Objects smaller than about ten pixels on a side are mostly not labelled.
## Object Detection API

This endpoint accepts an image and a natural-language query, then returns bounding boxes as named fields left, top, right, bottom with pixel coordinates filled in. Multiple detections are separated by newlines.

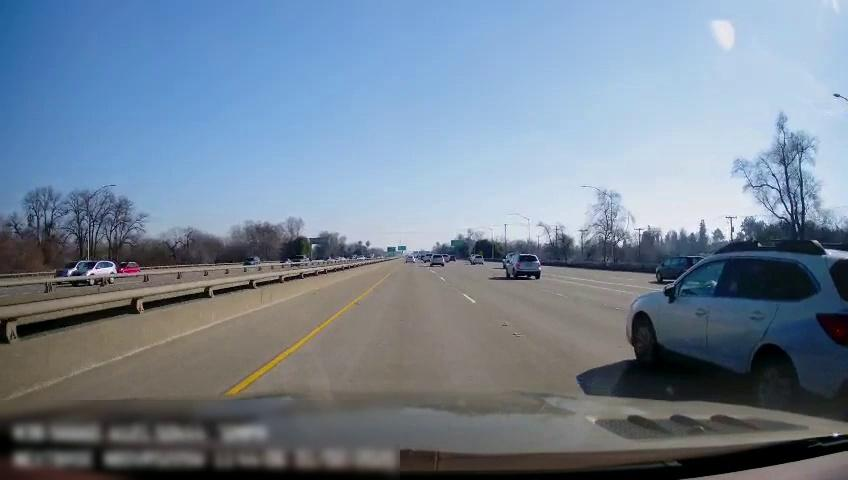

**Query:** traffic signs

left=450, top=239, right=465, bottom=247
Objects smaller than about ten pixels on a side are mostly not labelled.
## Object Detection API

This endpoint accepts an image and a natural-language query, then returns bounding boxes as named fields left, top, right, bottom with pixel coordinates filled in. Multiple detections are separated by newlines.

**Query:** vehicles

left=242, top=256, right=263, bottom=267
left=470, top=254, right=485, bottom=265
left=625, top=238, right=848, bottom=412
left=115, top=261, right=142, bottom=277
left=654, top=255, right=706, bottom=284
left=422, top=253, right=433, bottom=264
left=429, top=253, right=445, bottom=268
left=505, top=253, right=542, bottom=280
left=502, top=253, right=517, bottom=269
left=69, top=259, right=119, bottom=286
left=53, top=259, right=101, bottom=287
left=290, top=254, right=311, bottom=268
